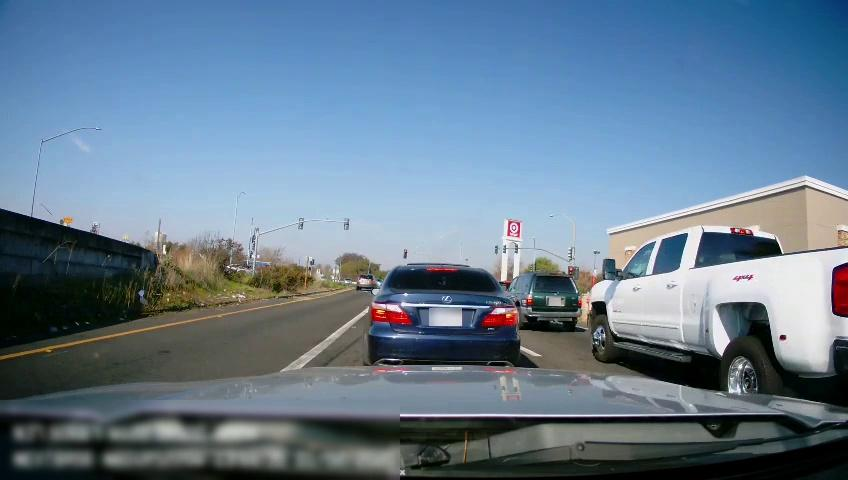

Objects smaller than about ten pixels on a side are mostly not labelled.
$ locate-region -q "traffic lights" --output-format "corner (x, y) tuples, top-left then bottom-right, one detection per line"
(502, 243), (507, 255)
(513, 242), (519, 256)
(297, 217), (305, 230)
(403, 248), (408, 260)
(567, 247), (573, 261)
(343, 217), (350, 231)
(494, 244), (499, 255)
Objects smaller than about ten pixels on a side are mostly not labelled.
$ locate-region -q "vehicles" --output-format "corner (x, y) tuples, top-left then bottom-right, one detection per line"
(494, 268), (584, 331)
(356, 274), (377, 291)
(495, 280), (515, 294)
(586, 225), (848, 398)
(361, 262), (522, 367)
